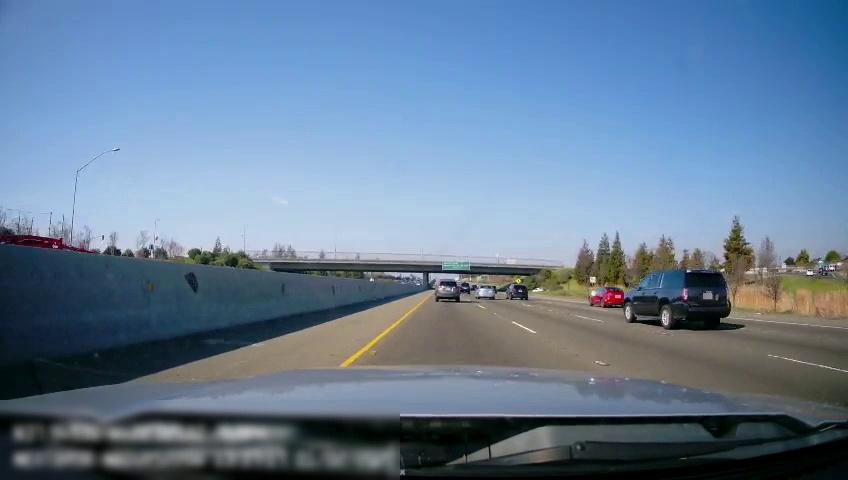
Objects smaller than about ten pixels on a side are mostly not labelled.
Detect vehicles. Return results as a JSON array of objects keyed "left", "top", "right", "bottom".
[
  {"left": 505, "top": 284, "right": 528, "bottom": 301},
  {"left": 588, "top": 285, "right": 624, "bottom": 308},
  {"left": 474, "top": 283, "right": 495, "bottom": 300},
  {"left": 623, "top": 270, "right": 732, "bottom": 330},
  {"left": 459, "top": 282, "right": 471, "bottom": 295},
  {"left": 435, "top": 281, "right": 460, "bottom": 302},
  {"left": 531, "top": 288, "right": 544, "bottom": 292}
]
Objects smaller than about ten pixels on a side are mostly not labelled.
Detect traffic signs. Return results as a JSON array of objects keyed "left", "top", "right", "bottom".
[{"left": 443, "top": 261, "right": 469, "bottom": 271}]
